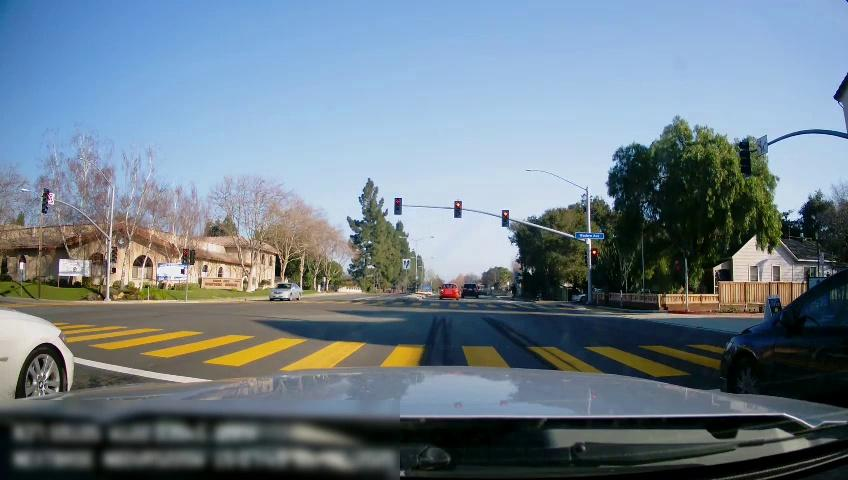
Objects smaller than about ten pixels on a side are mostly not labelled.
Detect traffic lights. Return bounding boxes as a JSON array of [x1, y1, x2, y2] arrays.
[[393, 196, 402, 216], [109, 245, 119, 263], [453, 199, 463, 220], [500, 208, 511, 228], [39, 187, 51, 215], [591, 247, 599, 262], [736, 139, 753, 177]]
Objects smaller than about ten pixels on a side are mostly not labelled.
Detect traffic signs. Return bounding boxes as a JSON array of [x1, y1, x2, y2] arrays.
[[400, 257, 414, 273], [574, 231, 605, 242], [757, 134, 770, 155]]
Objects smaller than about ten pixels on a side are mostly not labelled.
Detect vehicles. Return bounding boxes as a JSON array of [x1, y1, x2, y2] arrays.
[[269, 281, 304, 303], [460, 281, 482, 299], [439, 281, 463, 300], [0, 309, 75, 403], [719, 269, 848, 406], [574, 293, 587, 306]]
